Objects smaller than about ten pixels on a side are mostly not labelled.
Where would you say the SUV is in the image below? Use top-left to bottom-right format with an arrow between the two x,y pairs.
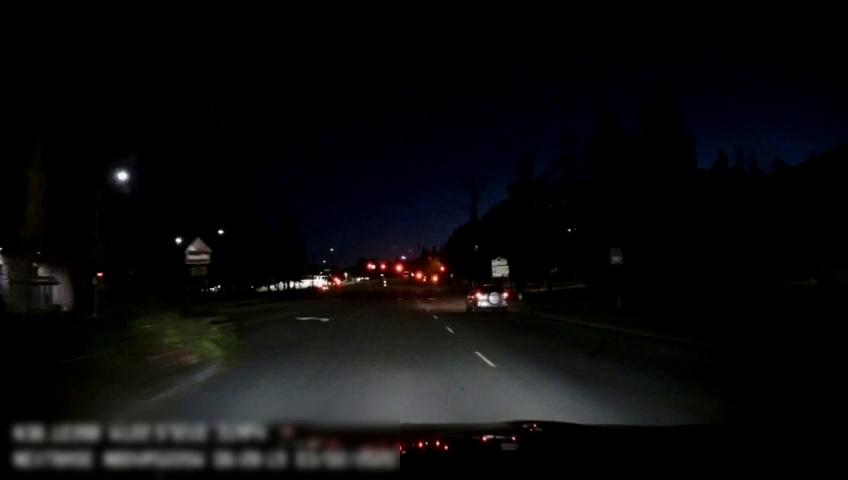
465,281 -> 513,319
